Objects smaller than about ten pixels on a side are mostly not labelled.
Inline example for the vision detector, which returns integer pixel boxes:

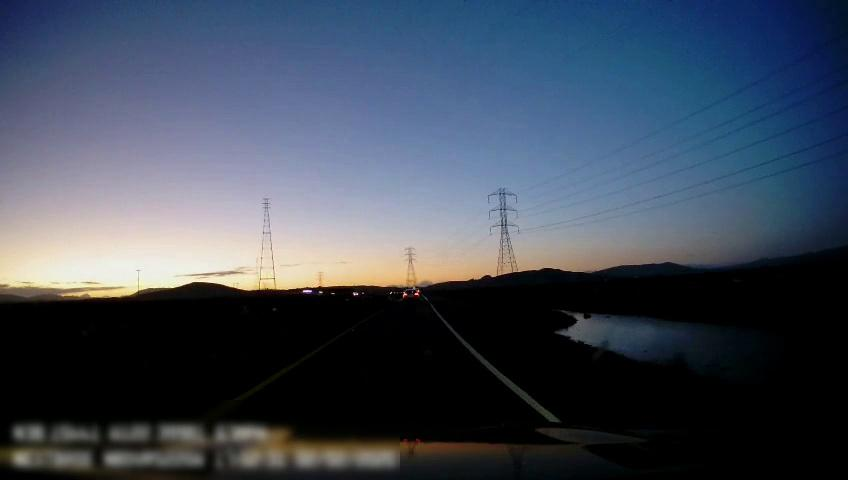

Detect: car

[403,287,421,301]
